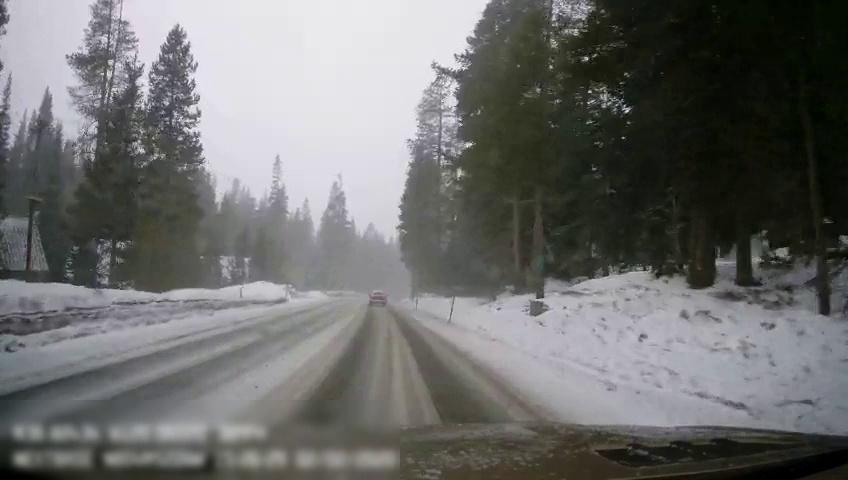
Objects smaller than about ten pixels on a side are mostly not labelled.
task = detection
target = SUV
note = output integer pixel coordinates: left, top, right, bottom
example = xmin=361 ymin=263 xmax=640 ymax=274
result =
xmin=368 ymin=290 xmax=387 ymax=307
